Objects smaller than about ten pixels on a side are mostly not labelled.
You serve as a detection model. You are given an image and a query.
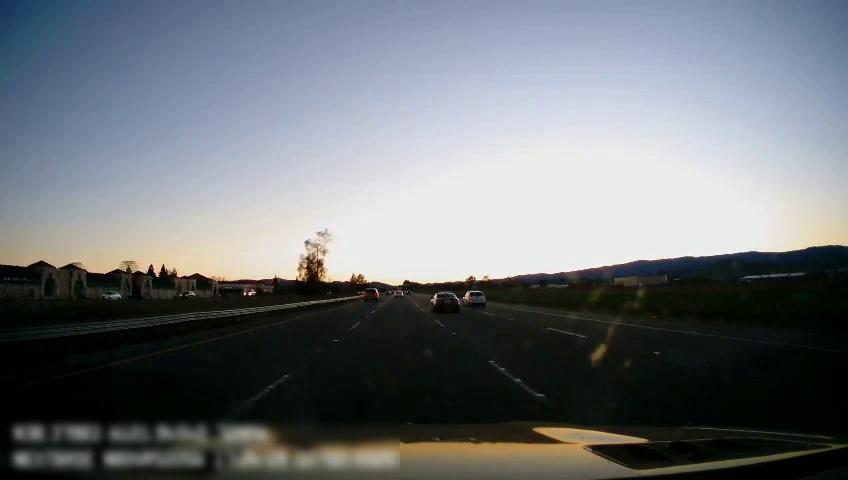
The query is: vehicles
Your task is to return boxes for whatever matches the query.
[463,291,486,308]
[364,289,381,303]
[393,290,405,300]
[430,291,461,314]
[180,291,196,300]
[102,291,122,302]
[243,289,257,298]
